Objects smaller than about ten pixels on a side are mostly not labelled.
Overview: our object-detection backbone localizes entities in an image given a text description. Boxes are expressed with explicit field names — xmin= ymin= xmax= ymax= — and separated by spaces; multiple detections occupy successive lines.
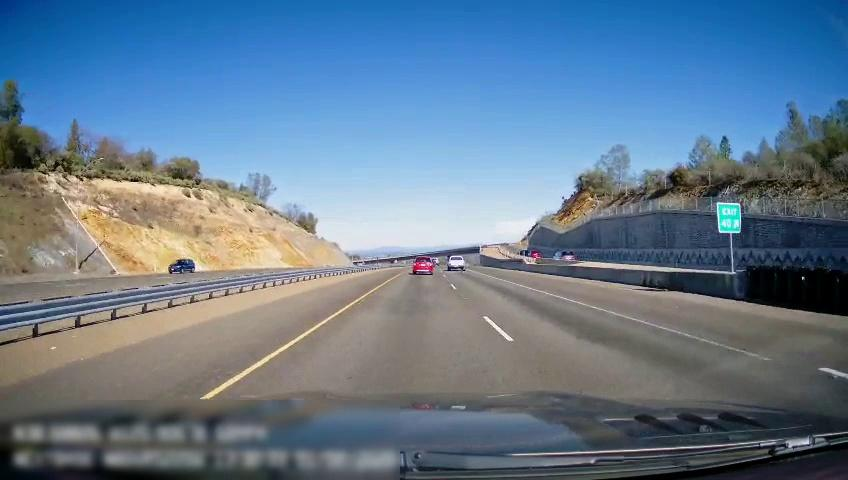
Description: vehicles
xmin=413 ymin=259 xmax=434 ymax=275
xmin=448 ymin=255 xmax=466 ymax=271
xmin=168 ymin=258 xmax=197 ymax=275
xmin=552 ymin=251 xmax=577 ymax=263
xmin=529 ymin=251 xmax=541 ymax=259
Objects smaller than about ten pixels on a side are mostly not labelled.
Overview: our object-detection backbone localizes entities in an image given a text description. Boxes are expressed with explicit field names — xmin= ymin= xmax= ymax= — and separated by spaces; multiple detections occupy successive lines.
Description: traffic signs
xmin=717 ymin=203 xmax=742 ymax=233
